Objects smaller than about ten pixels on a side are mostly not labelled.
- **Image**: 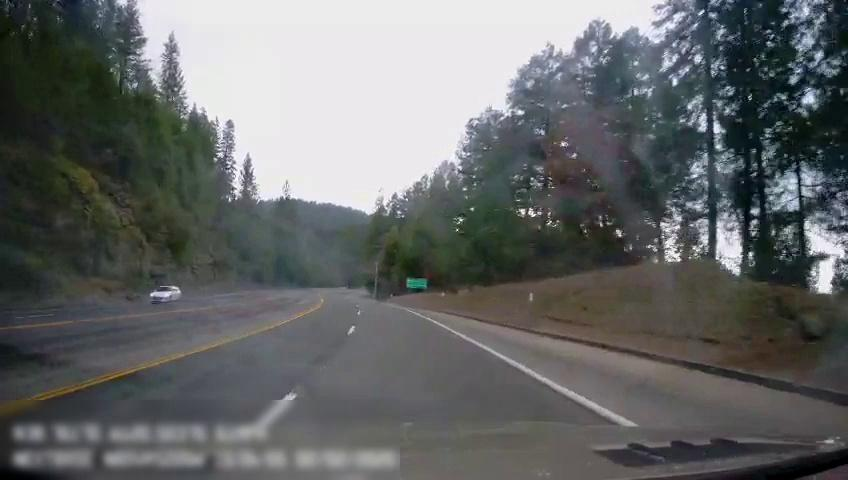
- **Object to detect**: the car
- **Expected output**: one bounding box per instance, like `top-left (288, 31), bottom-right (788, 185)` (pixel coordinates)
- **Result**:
top-left (149, 285), bottom-right (182, 304)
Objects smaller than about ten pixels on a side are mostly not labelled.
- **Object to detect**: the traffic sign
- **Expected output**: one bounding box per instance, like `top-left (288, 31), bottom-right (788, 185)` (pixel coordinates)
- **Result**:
top-left (407, 279), bottom-right (429, 290)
